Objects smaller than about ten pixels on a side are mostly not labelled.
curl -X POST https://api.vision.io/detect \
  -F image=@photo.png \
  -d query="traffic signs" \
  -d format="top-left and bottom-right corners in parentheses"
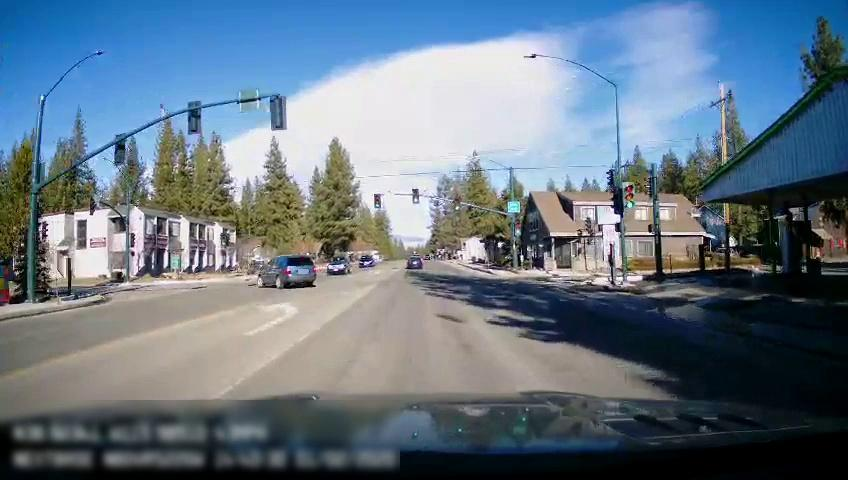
top-left (505, 201), bottom-right (519, 213)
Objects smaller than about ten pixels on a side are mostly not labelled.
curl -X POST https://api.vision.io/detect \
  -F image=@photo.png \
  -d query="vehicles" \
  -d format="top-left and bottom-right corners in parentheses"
top-left (327, 256), bottom-right (352, 275)
top-left (408, 257), bottom-right (422, 269)
top-left (359, 255), bottom-right (376, 269)
top-left (256, 255), bottom-right (317, 291)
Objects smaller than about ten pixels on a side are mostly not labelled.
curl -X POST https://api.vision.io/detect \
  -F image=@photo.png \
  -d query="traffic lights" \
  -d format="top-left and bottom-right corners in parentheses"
top-left (607, 168), bottom-right (621, 214)
top-left (187, 101), bottom-right (200, 135)
top-left (114, 134), bottom-right (125, 164)
top-left (624, 183), bottom-right (634, 208)
top-left (614, 224), bottom-right (622, 235)
top-left (269, 96), bottom-right (287, 130)
top-left (374, 194), bottom-right (381, 207)
top-left (413, 189), bottom-right (418, 204)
